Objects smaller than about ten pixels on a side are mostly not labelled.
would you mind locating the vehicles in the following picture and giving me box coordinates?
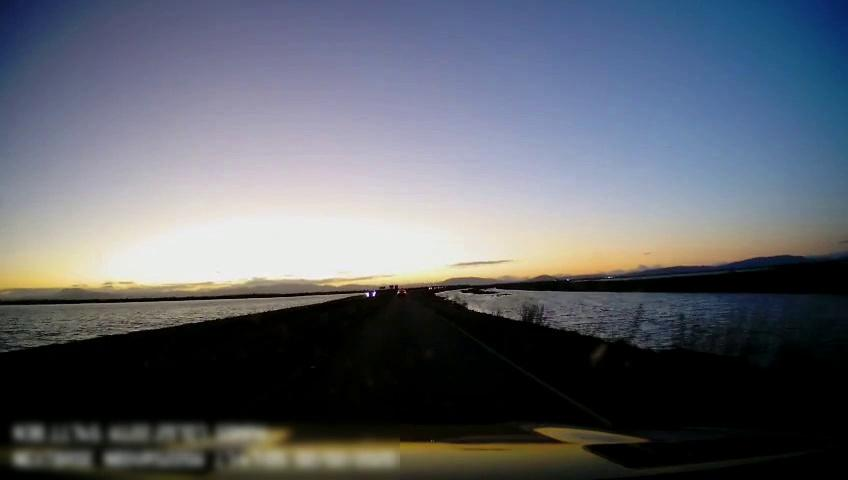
[365,290,378,299]
[396,288,408,297]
